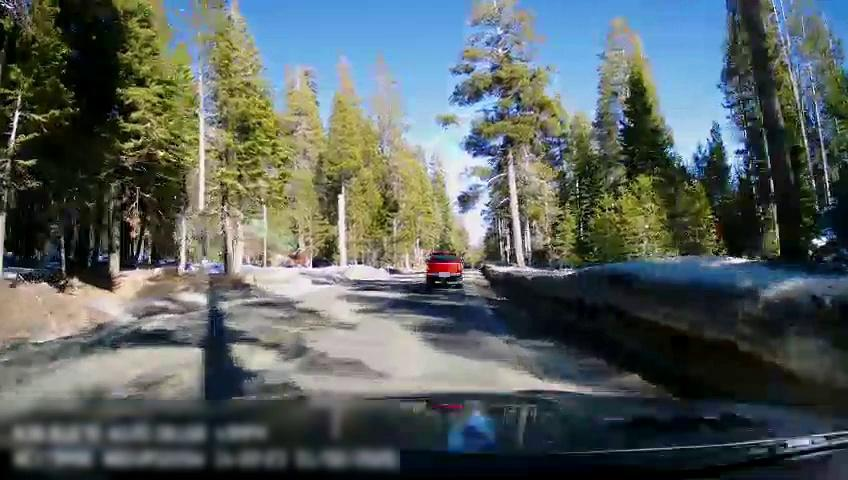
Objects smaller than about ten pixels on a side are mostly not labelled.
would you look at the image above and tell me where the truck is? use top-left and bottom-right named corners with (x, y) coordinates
top-left (425, 251), bottom-right (464, 289)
